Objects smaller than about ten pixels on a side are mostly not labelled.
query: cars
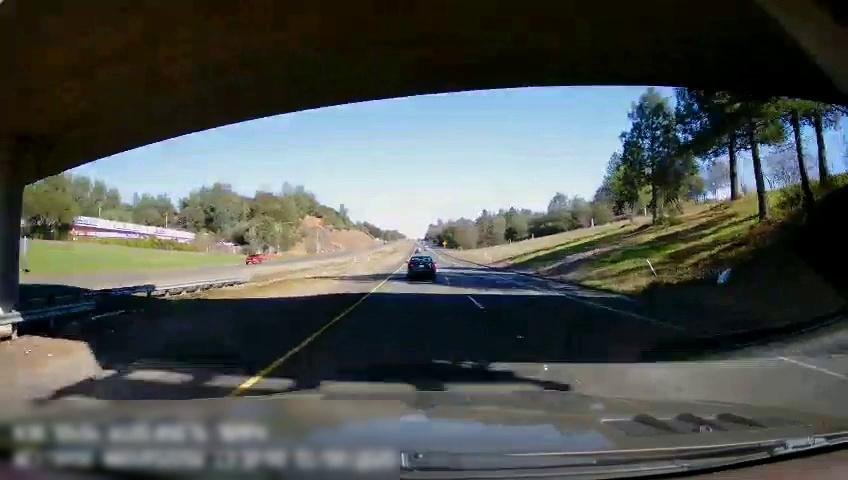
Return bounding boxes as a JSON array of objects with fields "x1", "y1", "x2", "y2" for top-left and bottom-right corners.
[
  {"x1": 407, "y1": 256, "x2": 436, "y2": 279},
  {"x1": 245, "y1": 254, "x2": 264, "y2": 264}
]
